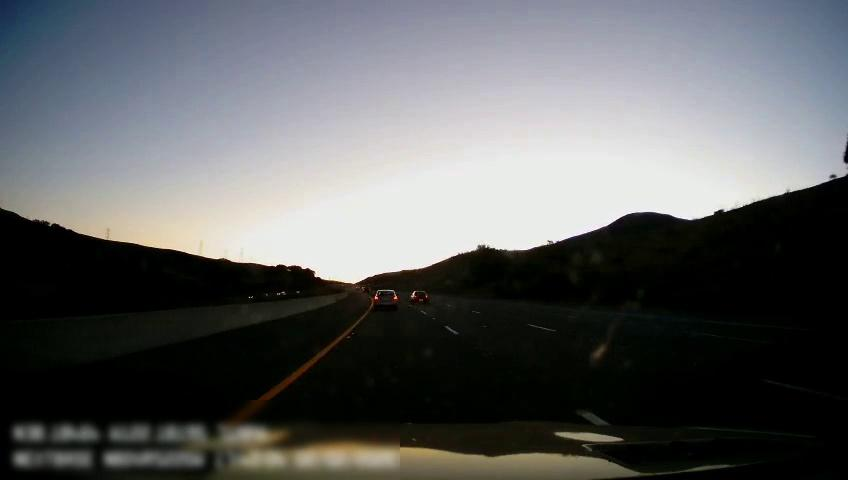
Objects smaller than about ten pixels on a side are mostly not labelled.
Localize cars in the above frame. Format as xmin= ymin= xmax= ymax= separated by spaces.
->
xmin=373 ymin=289 xmax=398 ymax=310
xmin=410 ymin=290 xmax=429 ymax=303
